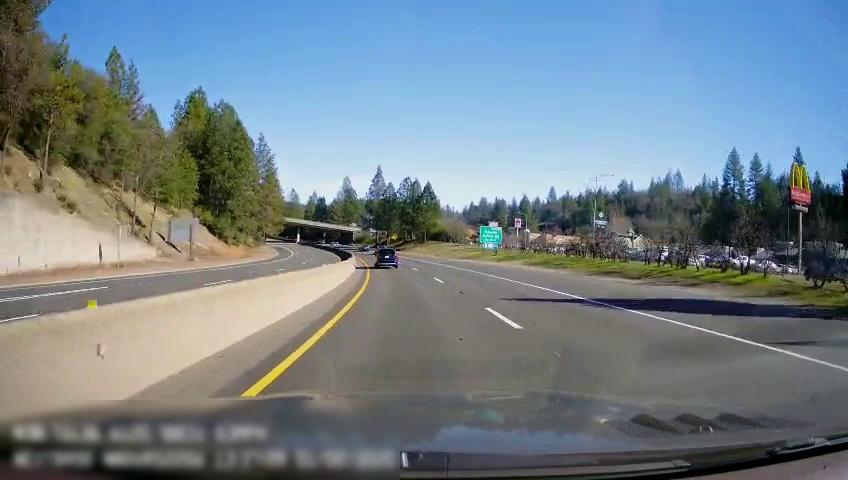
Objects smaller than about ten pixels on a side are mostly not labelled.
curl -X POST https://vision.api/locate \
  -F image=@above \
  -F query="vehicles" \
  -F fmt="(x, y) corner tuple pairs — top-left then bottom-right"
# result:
(375, 249), (400, 270)
(327, 241), (339, 251)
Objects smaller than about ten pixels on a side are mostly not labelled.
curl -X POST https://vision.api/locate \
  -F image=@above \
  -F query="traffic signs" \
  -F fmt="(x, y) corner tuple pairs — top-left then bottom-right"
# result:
(484, 242), (499, 248)
(480, 226), (504, 243)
